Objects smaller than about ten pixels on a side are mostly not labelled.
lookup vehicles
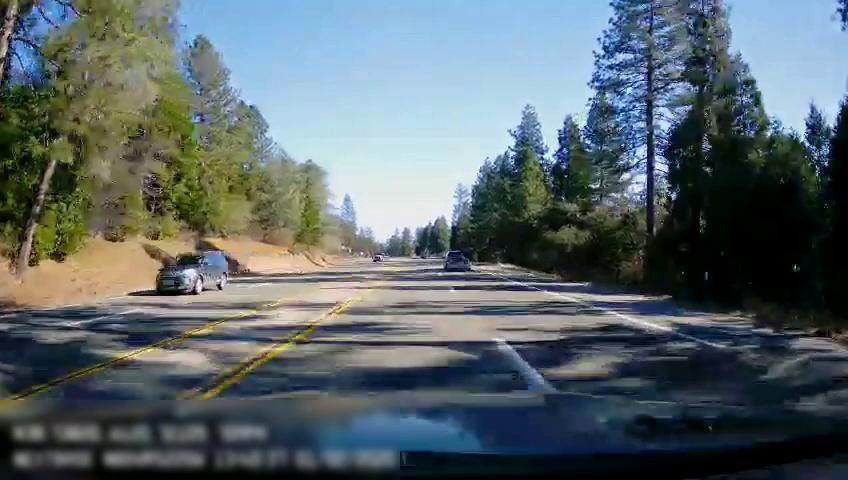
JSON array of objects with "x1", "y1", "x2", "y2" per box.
[
  {"x1": 156, "y1": 250, "x2": 230, "y2": 296},
  {"x1": 445, "y1": 255, "x2": 471, "y2": 272},
  {"x1": 373, "y1": 253, "x2": 384, "y2": 263},
  {"x1": 443, "y1": 250, "x2": 464, "y2": 271}
]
